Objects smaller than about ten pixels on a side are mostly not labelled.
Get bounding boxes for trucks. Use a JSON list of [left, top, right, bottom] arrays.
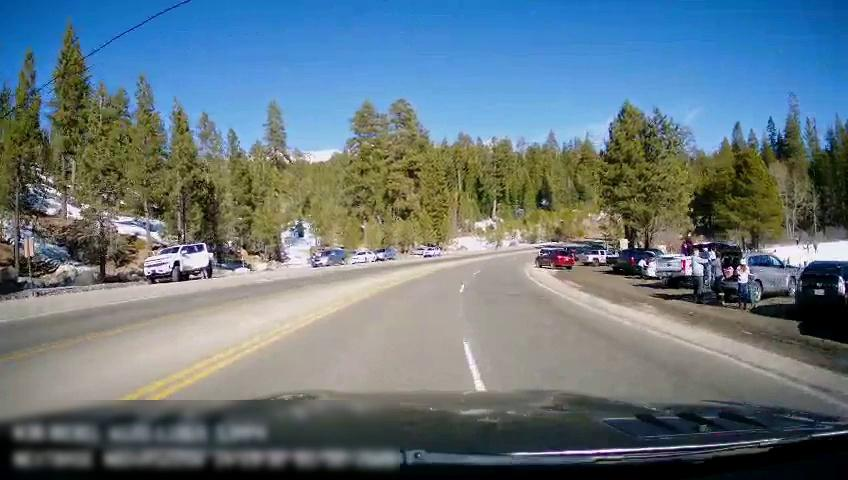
[[605, 247, 664, 273], [646, 254, 695, 289], [579, 249, 619, 267]]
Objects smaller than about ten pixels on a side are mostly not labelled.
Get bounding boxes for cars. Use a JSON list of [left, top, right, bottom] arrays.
[[423, 246, 442, 257], [350, 248, 377, 265], [310, 247, 347, 268]]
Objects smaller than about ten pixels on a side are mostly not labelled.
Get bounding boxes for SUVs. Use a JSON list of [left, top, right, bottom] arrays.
[[794, 259, 848, 321], [688, 241, 799, 303], [533, 247, 575, 270], [376, 247, 402, 262], [144, 241, 214, 287]]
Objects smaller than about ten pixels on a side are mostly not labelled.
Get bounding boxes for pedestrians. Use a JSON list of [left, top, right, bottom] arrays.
[[734, 258, 754, 310], [690, 247, 711, 305], [709, 250, 727, 306], [681, 229, 694, 256], [637, 255, 649, 279], [700, 247, 710, 275]]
